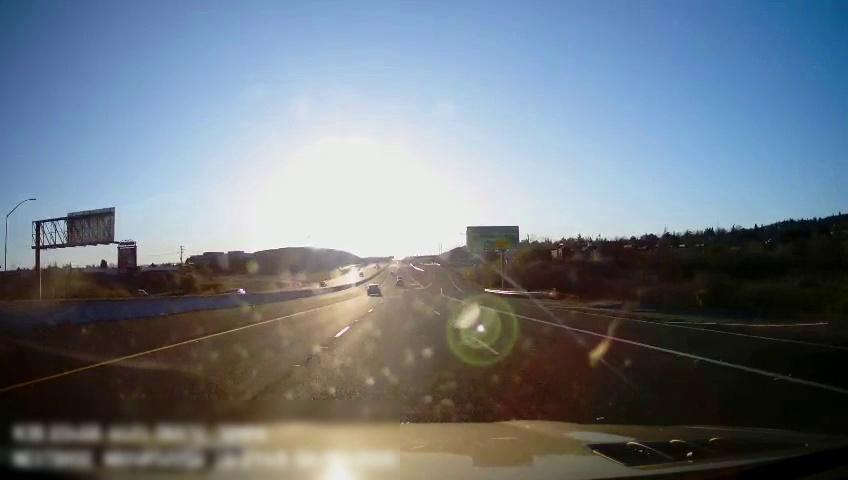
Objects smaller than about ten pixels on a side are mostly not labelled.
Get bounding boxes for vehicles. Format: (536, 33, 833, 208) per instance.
(138, 288, 149, 297)
(367, 283, 382, 298)
(224, 287, 246, 295)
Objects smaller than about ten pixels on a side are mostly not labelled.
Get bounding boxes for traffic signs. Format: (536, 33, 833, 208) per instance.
(466, 225, 520, 254)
